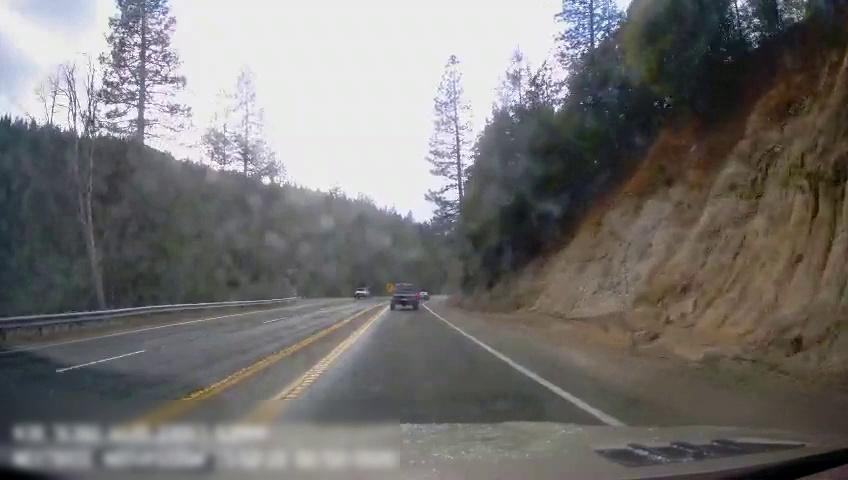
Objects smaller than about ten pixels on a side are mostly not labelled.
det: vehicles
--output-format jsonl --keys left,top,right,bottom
{"left": 354, "top": 287, "right": 371, "bottom": 299}
{"left": 419, "top": 291, "right": 429, "bottom": 301}
{"left": 390, "top": 281, "right": 419, "bottom": 310}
